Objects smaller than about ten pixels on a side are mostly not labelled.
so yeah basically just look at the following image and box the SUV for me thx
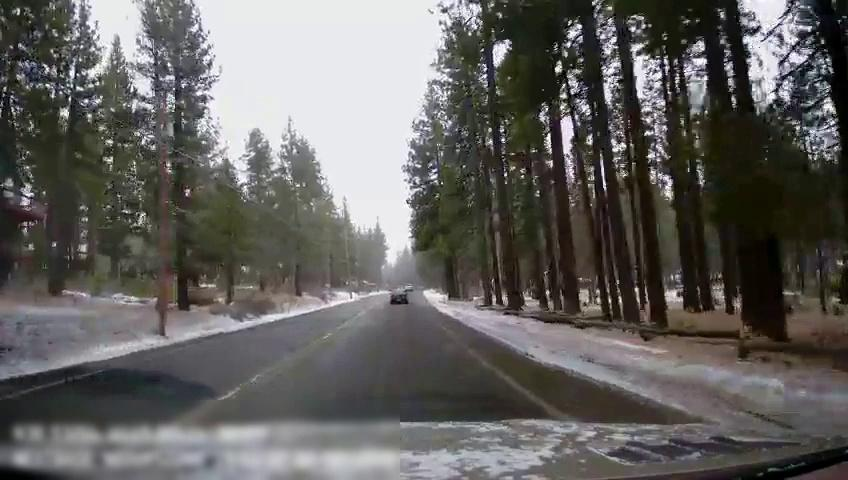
[389,287,408,304]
